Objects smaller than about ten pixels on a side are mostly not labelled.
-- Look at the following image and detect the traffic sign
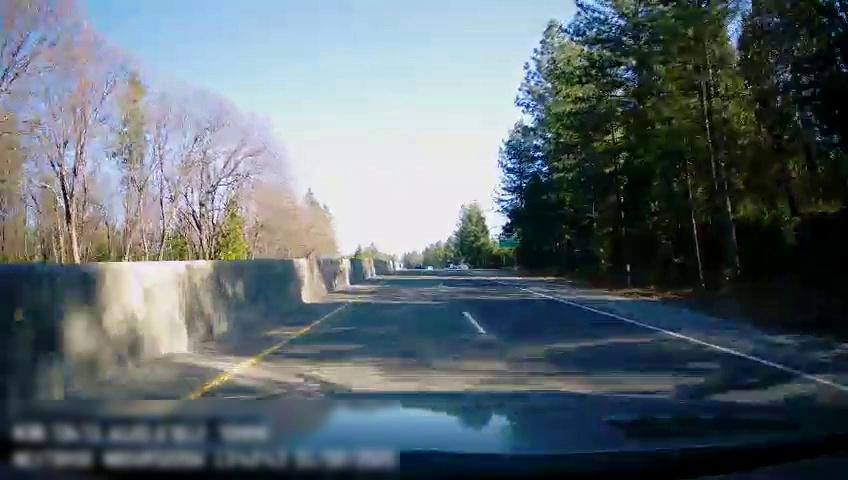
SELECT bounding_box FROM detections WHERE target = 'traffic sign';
[498,239,520,249]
